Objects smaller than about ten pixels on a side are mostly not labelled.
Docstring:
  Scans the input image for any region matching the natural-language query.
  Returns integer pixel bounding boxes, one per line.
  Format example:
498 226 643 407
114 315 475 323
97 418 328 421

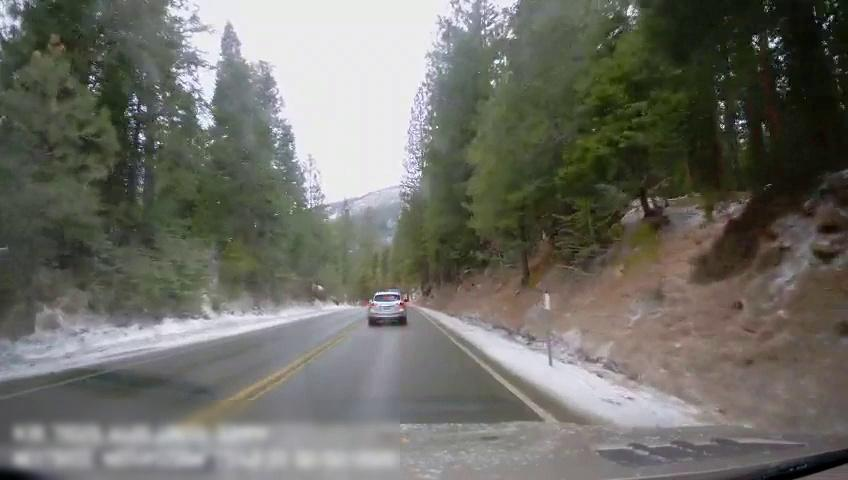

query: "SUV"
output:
368 291 408 326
